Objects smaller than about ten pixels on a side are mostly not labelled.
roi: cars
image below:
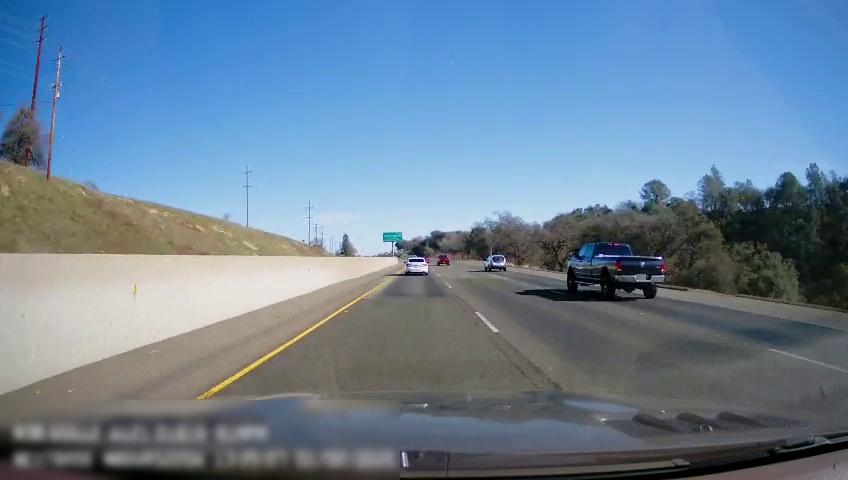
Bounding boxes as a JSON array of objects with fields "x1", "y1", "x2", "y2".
[{"x1": 402, "y1": 257, "x2": 428, "y2": 276}]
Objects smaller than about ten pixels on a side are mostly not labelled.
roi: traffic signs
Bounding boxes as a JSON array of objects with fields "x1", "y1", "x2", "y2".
[{"x1": 382, "y1": 232, "x2": 403, "y2": 242}]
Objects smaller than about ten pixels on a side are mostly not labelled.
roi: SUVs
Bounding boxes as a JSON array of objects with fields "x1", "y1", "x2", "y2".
[{"x1": 484, "y1": 255, "x2": 507, "y2": 272}]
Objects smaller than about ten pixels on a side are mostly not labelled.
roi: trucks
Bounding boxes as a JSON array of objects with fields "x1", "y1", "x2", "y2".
[
  {"x1": 437, "y1": 255, "x2": 450, "y2": 266},
  {"x1": 566, "y1": 242, "x2": 666, "y2": 302}
]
